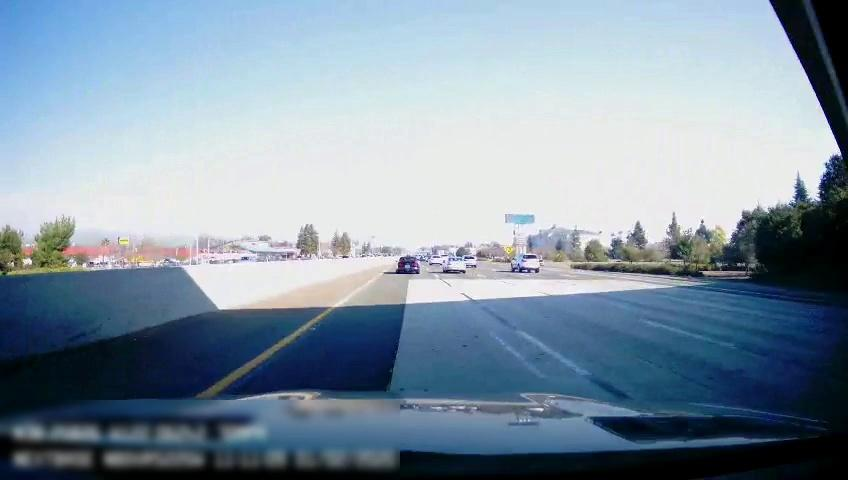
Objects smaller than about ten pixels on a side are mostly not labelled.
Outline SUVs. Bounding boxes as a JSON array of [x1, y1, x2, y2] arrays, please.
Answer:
[[462, 255, 478, 268], [511, 253, 541, 274]]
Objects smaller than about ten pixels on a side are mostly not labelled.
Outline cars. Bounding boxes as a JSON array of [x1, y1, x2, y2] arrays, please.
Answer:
[[429, 255, 443, 266], [443, 258, 466, 274], [396, 255, 421, 274]]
